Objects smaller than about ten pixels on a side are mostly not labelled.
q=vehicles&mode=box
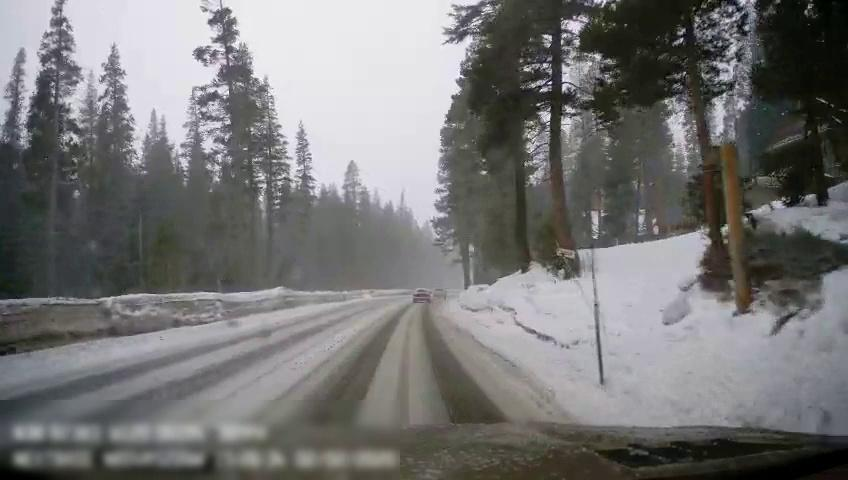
[433,287,446,297]
[412,288,432,304]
